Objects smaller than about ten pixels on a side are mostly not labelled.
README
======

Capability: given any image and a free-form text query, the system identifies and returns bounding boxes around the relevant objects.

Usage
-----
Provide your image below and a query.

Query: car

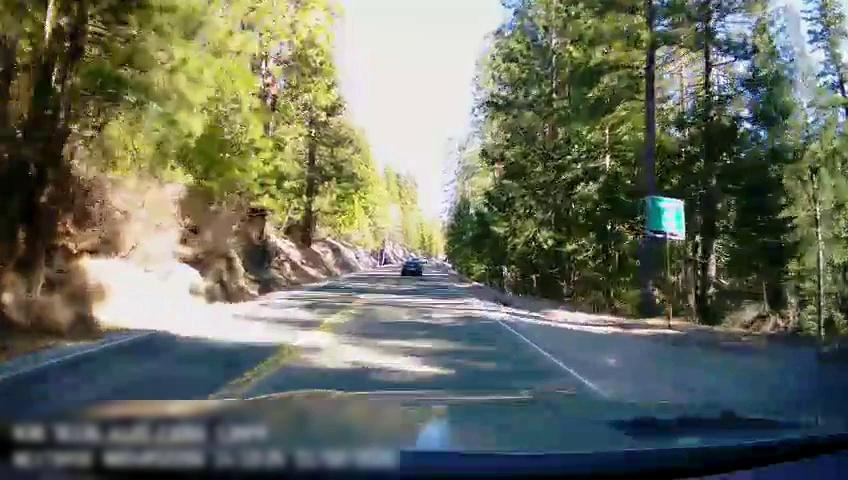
[401,257,423,276]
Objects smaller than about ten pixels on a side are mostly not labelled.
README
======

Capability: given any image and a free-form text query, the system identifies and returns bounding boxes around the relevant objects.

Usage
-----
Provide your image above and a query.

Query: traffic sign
[640,195,688,241]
